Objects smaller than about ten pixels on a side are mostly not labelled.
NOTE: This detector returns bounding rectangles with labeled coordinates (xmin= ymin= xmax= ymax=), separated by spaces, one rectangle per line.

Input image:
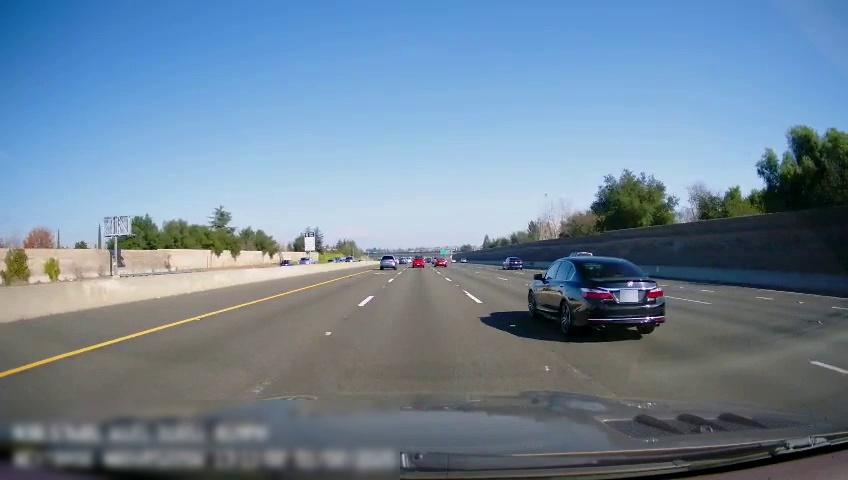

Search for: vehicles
xmin=566 ymin=252 xmax=594 ymax=259
xmin=500 ymin=256 xmax=524 ymax=270
xmin=526 ymin=255 xmax=668 ymax=340
xmin=344 ymin=257 xmax=354 ymax=263
xmin=378 ymin=254 xmax=398 ymax=271
xmin=280 ymin=258 xmax=293 ymax=267
xmin=397 ymin=256 xmax=408 ymax=265
xmin=411 ymin=256 xmax=426 ymax=267
xmin=432 ymin=256 xmax=448 ymax=267
xmin=298 ymin=257 xmax=313 ymax=265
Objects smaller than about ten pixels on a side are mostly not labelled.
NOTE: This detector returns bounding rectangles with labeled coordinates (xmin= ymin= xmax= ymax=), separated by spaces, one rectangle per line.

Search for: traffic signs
xmin=304 ymin=230 xmax=315 ymax=252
